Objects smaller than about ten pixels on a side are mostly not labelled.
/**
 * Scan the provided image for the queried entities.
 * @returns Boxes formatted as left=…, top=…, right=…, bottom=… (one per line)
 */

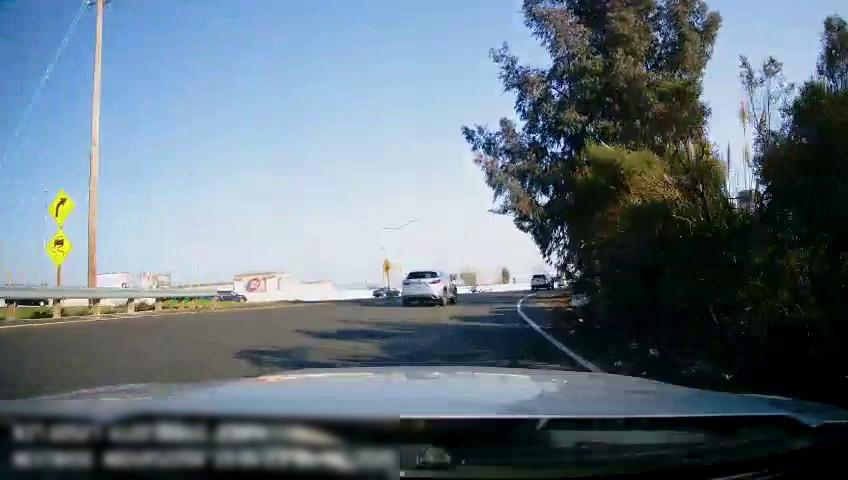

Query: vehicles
left=470, top=283, right=490, bottom=293
left=530, top=273, right=555, bottom=291
left=216, top=290, right=247, bottom=302
left=401, top=269, right=458, bottom=307
left=371, top=286, right=401, bottom=299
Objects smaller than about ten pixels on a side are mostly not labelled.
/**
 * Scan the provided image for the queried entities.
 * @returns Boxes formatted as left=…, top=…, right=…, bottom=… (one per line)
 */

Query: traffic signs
left=46, top=188, right=75, bottom=230
left=379, top=256, right=394, bottom=275
left=43, top=231, right=72, bottom=267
